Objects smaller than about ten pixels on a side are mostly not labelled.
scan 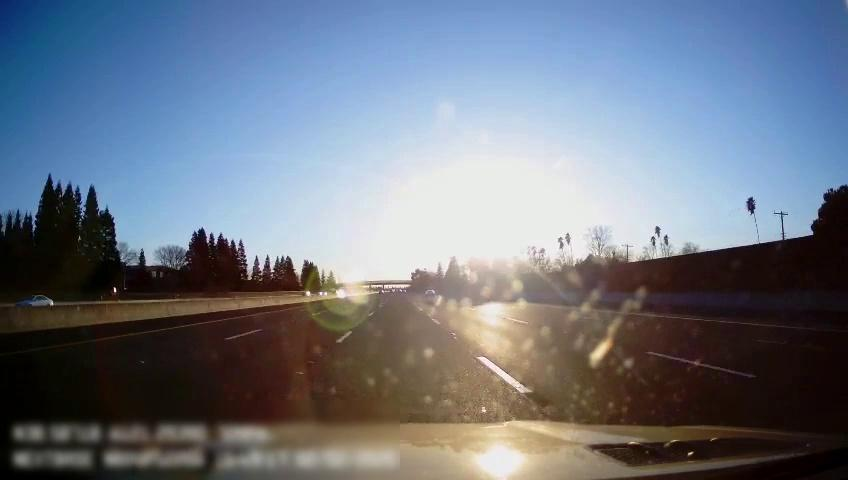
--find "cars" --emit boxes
[423,290,436,300]
[16,295,53,308]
